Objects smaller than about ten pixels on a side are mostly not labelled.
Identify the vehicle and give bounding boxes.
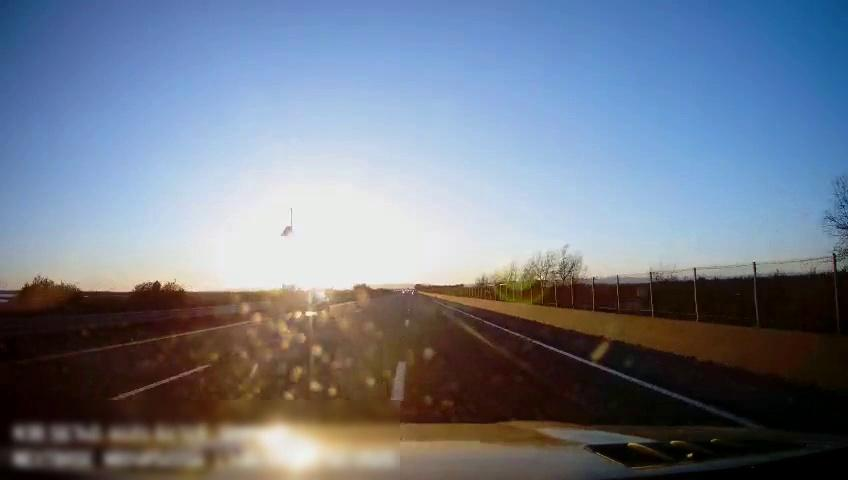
[290,288,330,317]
